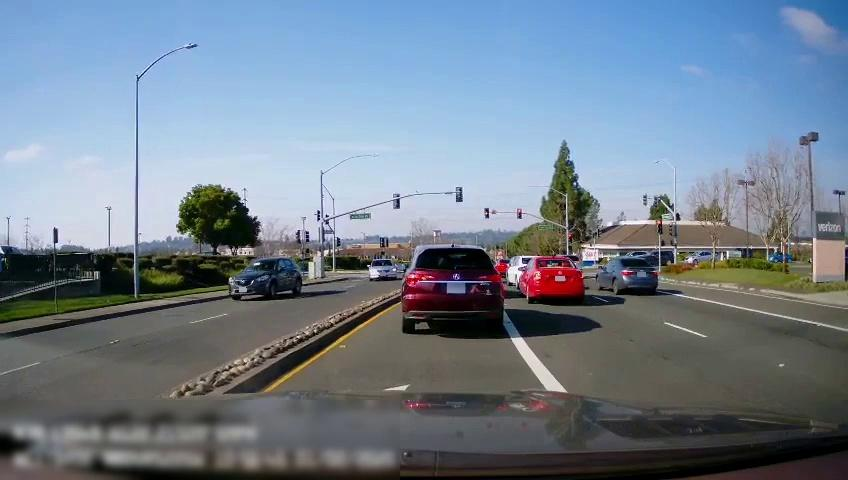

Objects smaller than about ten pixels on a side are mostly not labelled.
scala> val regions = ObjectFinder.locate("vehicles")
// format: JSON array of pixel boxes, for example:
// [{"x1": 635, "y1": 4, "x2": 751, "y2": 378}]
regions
[
  {"x1": 506, "y1": 256, "x2": 530, "y2": 289},
  {"x1": 368, "y1": 258, "x2": 399, "y2": 280},
  {"x1": 768, "y1": 251, "x2": 793, "y2": 263},
  {"x1": 516, "y1": 256, "x2": 586, "y2": 305},
  {"x1": 567, "y1": 252, "x2": 584, "y2": 271},
  {"x1": 628, "y1": 250, "x2": 651, "y2": 256},
  {"x1": 594, "y1": 255, "x2": 658, "y2": 295},
  {"x1": 496, "y1": 258, "x2": 508, "y2": 274},
  {"x1": 401, "y1": 245, "x2": 504, "y2": 333},
  {"x1": 684, "y1": 248, "x2": 722, "y2": 266},
  {"x1": 644, "y1": 249, "x2": 676, "y2": 267},
  {"x1": 227, "y1": 256, "x2": 305, "y2": 300}
]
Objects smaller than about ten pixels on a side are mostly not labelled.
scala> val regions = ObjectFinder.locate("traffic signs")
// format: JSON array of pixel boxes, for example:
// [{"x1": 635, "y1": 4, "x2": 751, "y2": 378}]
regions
[{"x1": 350, "y1": 212, "x2": 371, "y2": 220}]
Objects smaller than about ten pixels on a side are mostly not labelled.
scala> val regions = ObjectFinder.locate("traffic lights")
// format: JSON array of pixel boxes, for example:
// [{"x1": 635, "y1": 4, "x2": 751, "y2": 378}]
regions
[
  {"x1": 392, "y1": 192, "x2": 401, "y2": 209},
  {"x1": 517, "y1": 208, "x2": 523, "y2": 219},
  {"x1": 656, "y1": 221, "x2": 664, "y2": 235},
  {"x1": 484, "y1": 207, "x2": 490, "y2": 219},
  {"x1": 654, "y1": 197, "x2": 660, "y2": 209},
  {"x1": 384, "y1": 236, "x2": 389, "y2": 247},
  {"x1": 454, "y1": 186, "x2": 463, "y2": 202},
  {"x1": 305, "y1": 230, "x2": 310, "y2": 242},
  {"x1": 378, "y1": 236, "x2": 384, "y2": 247},
  {"x1": 295, "y1": 229, "x2": 301, "y2": 243},
  {"x1": 335, "y1": 237, "x2": 342, "y2": 248},
  {"x1": 642, "y1": 194, "x2": 648, "y2": 206},
  {"x1": 315, "y1": 211, "x2": 321, "y2": 222}
]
